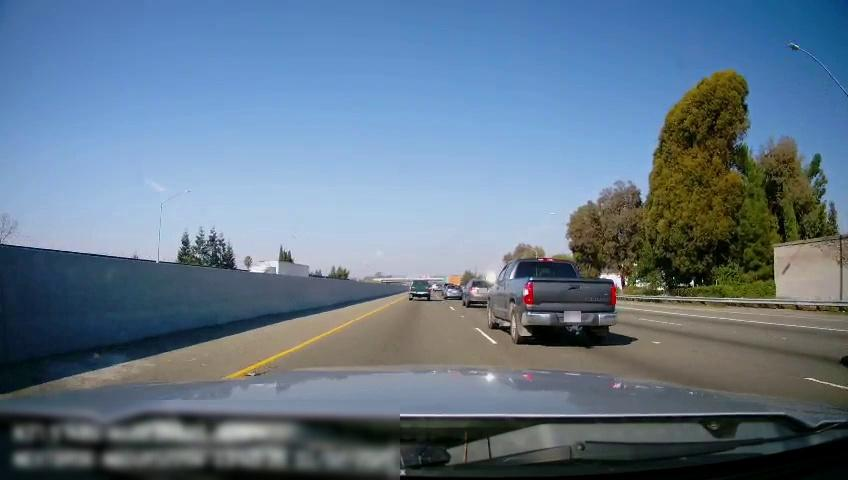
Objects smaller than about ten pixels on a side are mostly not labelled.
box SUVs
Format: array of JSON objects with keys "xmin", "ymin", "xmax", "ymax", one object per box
[{"xmin": 461, "ymin": 279, "xmax": 493, "ymax": 308}]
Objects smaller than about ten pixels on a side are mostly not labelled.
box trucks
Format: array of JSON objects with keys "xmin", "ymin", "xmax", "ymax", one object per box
[
  {"xmin": 485, "ymin": 259, "xmax": 617, "ymax": 346},
  {"xmin": 249, "ymin": 260, "xmax": 309, "ymax": 278},
  {"xmin": 407, "ymin": 279, "xmax": 432, "ymax": 302}
]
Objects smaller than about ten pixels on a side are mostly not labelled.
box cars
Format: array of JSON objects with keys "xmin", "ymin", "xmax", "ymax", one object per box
[{"xmin": 443, "ymin": 284, "xmax": 463, "ymax": 300}]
